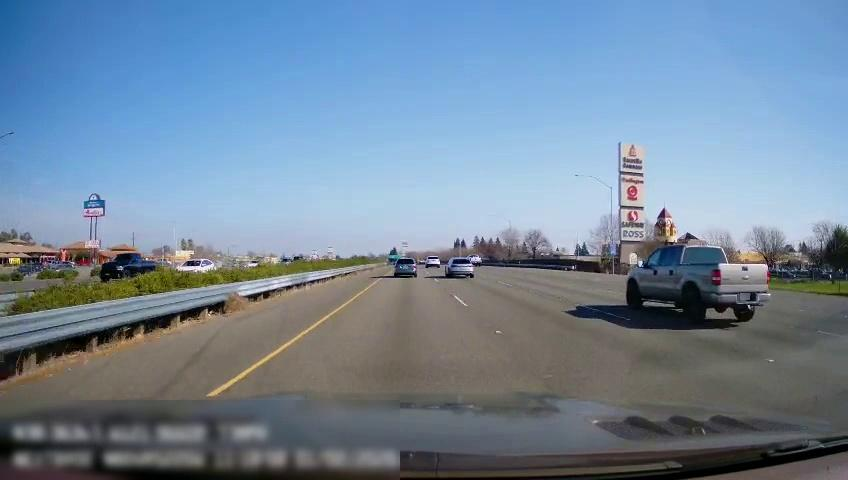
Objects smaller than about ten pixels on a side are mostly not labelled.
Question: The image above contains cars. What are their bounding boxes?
[174,258,217,272]
[443,257,474,279]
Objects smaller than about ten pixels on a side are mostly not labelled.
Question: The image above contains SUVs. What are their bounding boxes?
[425,256,440,269]
[394,259,418,278]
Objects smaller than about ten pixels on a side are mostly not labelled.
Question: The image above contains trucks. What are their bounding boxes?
[467,254,483,267]
[100,252,161,282]
[624,245,770,324]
